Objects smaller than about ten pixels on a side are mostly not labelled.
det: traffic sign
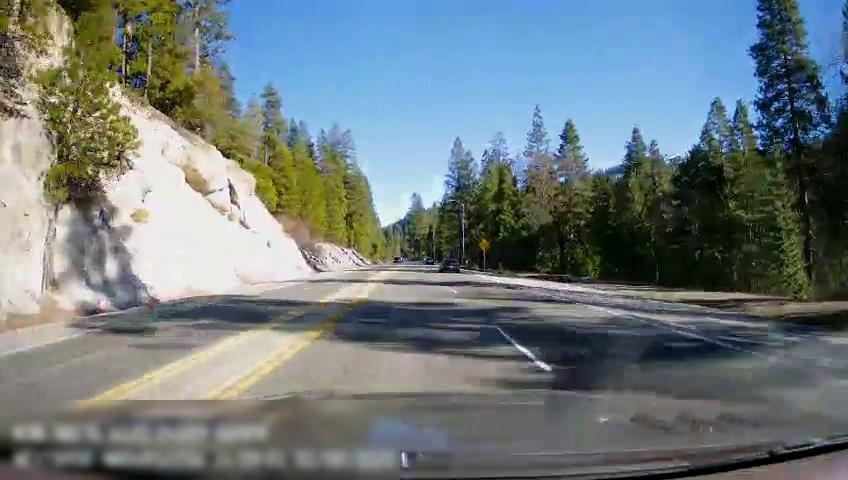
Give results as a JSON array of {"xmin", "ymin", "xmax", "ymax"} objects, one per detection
[{"xmin": 479, "ymin": 240, "xmax": 491, "ymax": 248}]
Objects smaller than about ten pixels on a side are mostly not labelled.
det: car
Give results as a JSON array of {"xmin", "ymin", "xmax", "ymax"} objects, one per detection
[{"xmin": 443, "ymin": 262, "xmax": 461, "ymax": 275}]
